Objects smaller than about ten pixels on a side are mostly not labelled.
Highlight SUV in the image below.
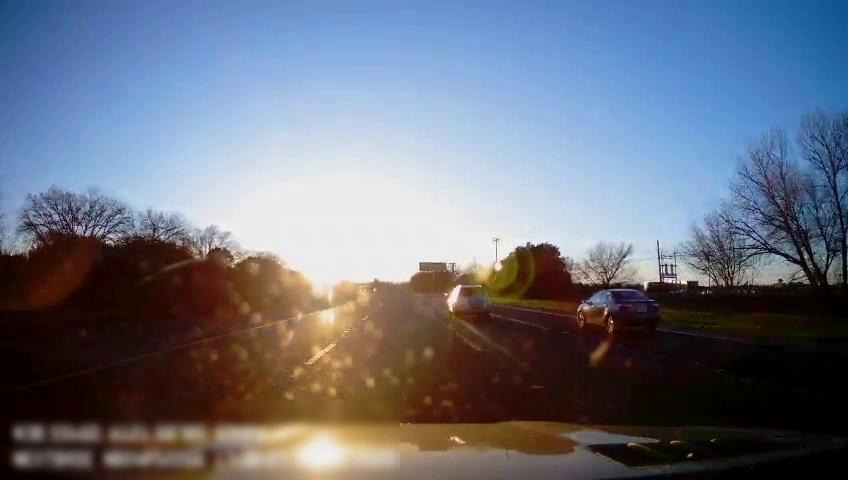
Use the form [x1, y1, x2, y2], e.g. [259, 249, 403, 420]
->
[442, 285, 490, 320]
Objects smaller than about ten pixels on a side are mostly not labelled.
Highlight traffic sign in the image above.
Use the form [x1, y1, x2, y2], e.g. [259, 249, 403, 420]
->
[418, 260, 447, 272]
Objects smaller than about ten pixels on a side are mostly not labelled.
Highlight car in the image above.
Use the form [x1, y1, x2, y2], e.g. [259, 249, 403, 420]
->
[577, 289, 659, 336]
